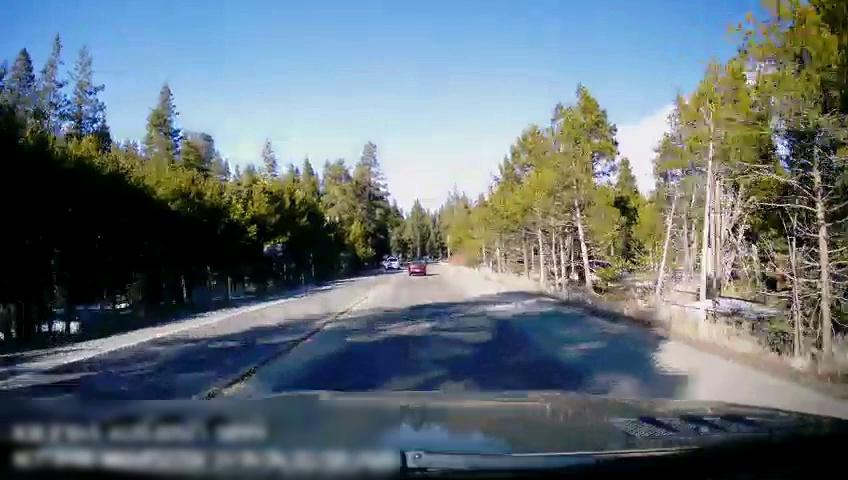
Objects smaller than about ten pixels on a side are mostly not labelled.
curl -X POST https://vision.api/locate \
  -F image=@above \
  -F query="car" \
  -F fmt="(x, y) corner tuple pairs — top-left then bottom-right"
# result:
(408, 261), (427, 277)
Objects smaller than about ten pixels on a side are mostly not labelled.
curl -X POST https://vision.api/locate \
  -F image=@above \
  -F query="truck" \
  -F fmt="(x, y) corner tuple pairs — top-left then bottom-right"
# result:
(383, 256), (401, 272)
